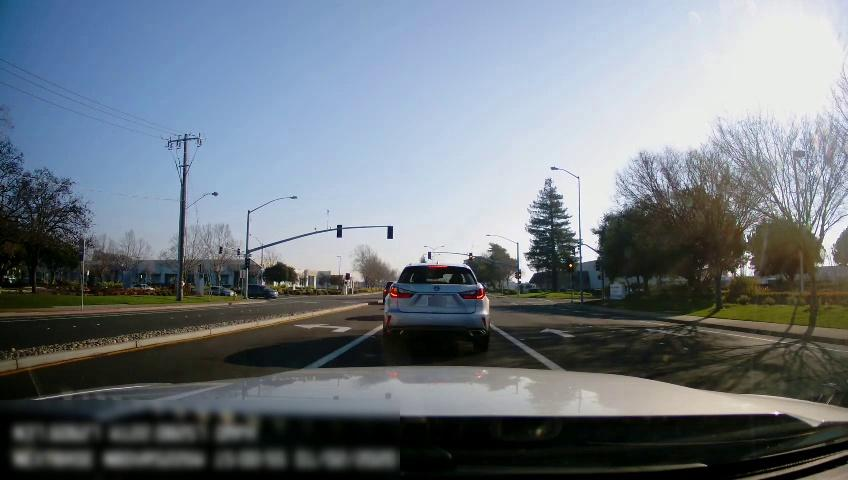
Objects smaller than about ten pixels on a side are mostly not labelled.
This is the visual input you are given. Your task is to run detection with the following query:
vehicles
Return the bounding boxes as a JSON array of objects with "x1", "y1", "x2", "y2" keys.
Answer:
[
  {"x1": 206, "y1": 285, "x2": 236, "y2": 297},
  {"x1": 383, "y1": 263, "x2": 490, "y2": 351},
  {"x1": 382, "y1": 280, "x2": 396, "y2": 305},
  {"x1": 243, "y1": 285, "x2": 280, "y2": 300}
]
